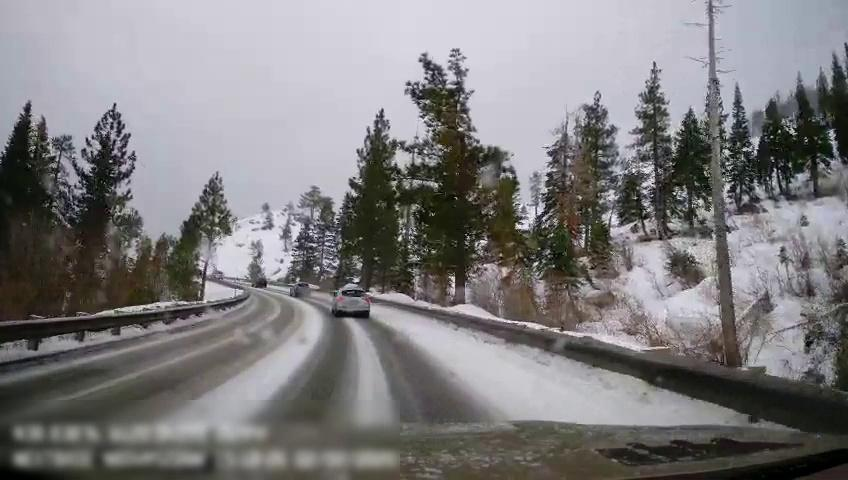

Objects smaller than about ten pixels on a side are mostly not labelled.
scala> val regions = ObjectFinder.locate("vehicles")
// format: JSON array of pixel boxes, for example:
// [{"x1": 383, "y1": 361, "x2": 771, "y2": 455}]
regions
[
  {"x1": 289, "y1": 282, "x2": 310, "y2": 297},
  {"x1": 211, "y1": 270, "x2": 224, "y2": 281},
  {"x1": 331, "y1": 288, "x2": 371, "y2": 319},
  {"x1": 251, "y1": 277, "x2": 267, "y2": 289}
]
